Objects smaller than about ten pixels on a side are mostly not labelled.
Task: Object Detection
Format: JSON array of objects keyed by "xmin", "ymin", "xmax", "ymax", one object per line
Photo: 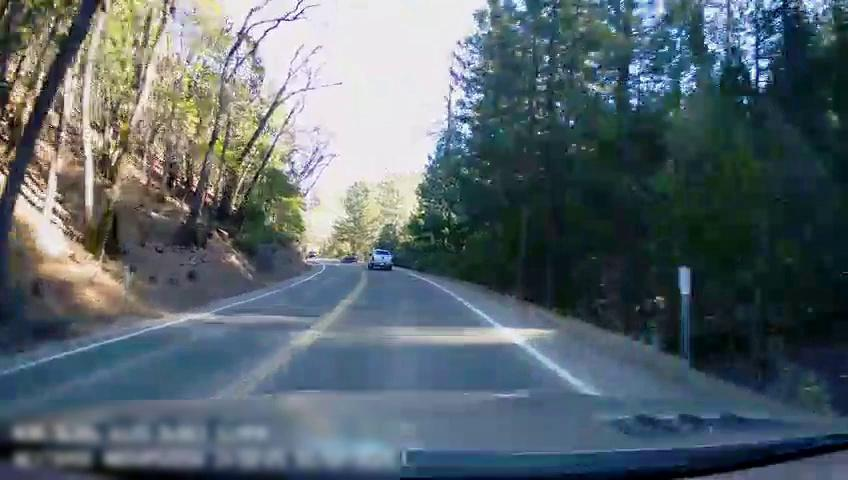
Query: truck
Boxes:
[{"xmin": 367, "ymin": 249, "xmax": 392, "ymax": 271}]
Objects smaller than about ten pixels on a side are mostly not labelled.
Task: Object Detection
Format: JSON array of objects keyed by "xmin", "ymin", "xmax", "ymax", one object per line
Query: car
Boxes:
[{"xmin": 344, "ymin": 255, "xmax": 357, "ymax": 262}]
